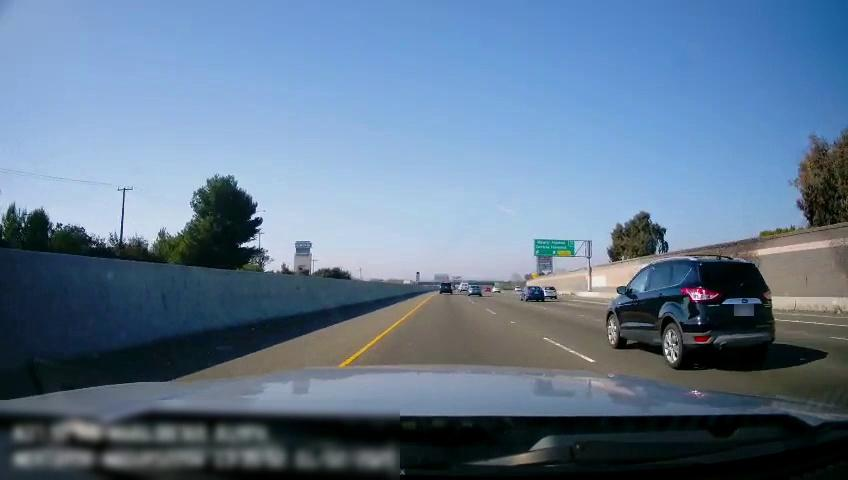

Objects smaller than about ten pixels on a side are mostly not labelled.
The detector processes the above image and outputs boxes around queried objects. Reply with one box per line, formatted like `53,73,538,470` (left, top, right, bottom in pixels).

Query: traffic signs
533,238,576,258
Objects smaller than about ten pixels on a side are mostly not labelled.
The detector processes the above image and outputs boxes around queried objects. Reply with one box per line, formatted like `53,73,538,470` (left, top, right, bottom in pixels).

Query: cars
542,287,558,299
520,285,546,302
467,282,482,296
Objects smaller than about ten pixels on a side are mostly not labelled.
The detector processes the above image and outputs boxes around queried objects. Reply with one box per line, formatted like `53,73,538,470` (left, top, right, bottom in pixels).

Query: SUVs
606,256,778,371
438,281,453,295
